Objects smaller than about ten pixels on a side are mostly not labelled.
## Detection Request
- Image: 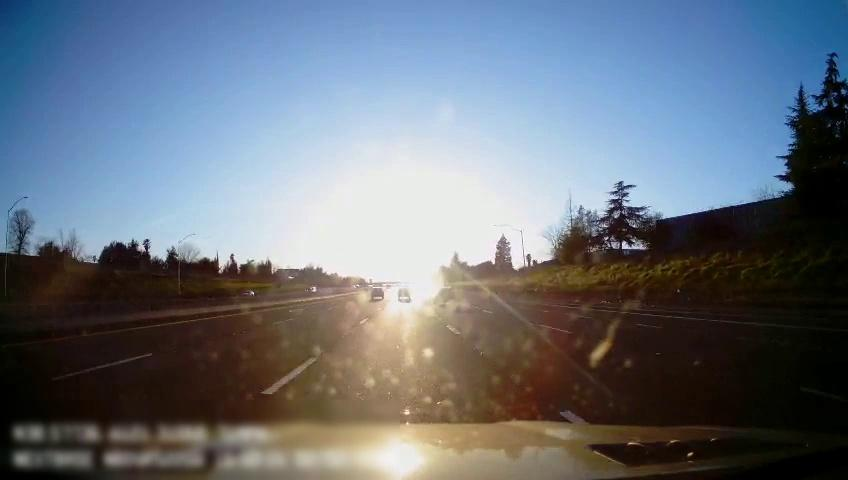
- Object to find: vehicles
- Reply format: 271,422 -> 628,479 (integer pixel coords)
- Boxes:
370,287 -> 385,301
241,289 -> 255,297
434,286 -> 456,305
398,287 -> 411,301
